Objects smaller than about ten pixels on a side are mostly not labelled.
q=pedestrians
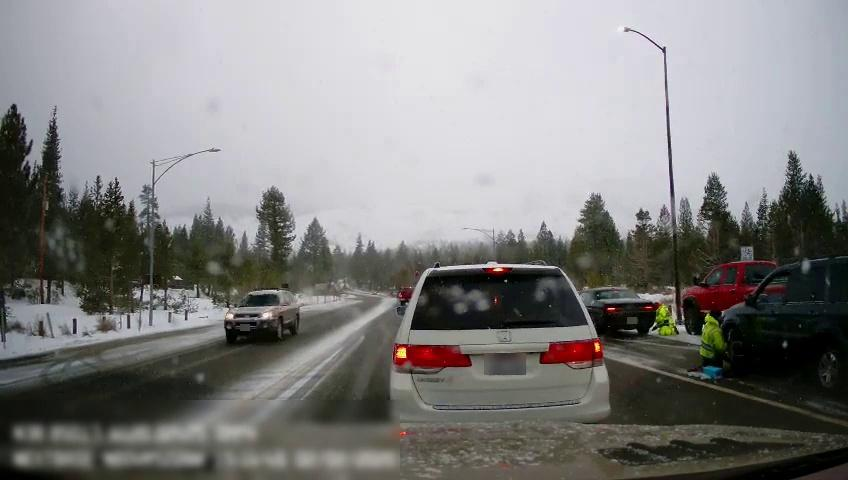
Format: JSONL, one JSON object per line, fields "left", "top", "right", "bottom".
{"left": 652, "top": 300, "right": 680, "bottom": 336}
{"left": 698, "top": 308, "right": 728, "bottom": 368}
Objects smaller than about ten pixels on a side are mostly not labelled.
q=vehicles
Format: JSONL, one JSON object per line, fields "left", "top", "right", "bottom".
{"left": 715, "top": 256, "right": 848, "bottom": 392}
{"left": 387, "top": 259, "right": 612, "bottom": 423}
{"left": 682, "top": 259, "right": 779, "bottom": 334}
{"left": 579, "top": 286, "right": 660, "bottom": 335}
{"left": 223, "top": 289, "right": 301, "bottom": 344}
{"left": 399, "top": 285, "right": 414, "bottom": 305}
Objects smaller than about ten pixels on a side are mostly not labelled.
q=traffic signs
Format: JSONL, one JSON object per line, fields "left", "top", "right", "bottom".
{"left": 740, "top": 246, "right": 754, "bottom": 261}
